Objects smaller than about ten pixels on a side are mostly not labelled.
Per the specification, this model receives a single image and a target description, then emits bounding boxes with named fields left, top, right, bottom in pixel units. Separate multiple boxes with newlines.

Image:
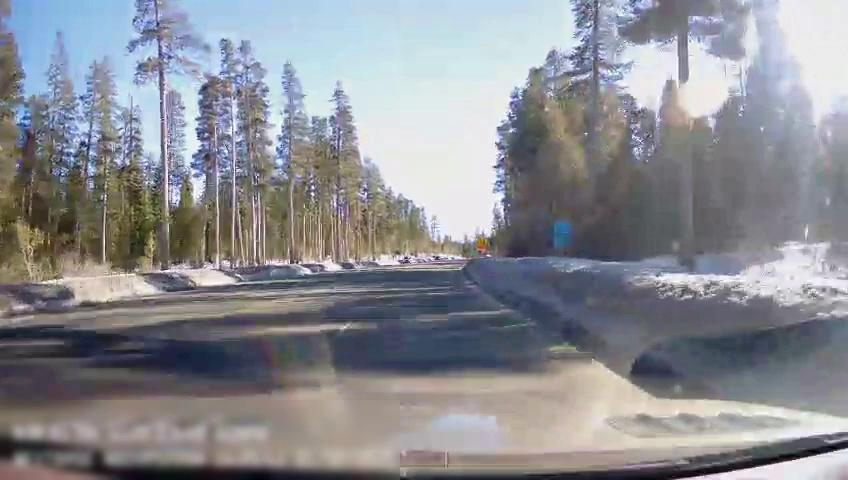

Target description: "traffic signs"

left=477, top=236, right=491, bottom=252
left=552, top=223, right=573, bottom=249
